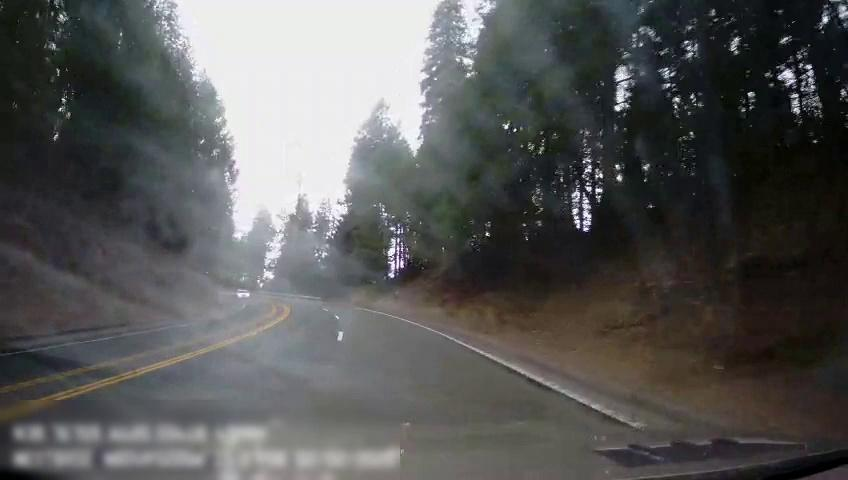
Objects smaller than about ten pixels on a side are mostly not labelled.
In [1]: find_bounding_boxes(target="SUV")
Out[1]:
[235,288,250,298]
